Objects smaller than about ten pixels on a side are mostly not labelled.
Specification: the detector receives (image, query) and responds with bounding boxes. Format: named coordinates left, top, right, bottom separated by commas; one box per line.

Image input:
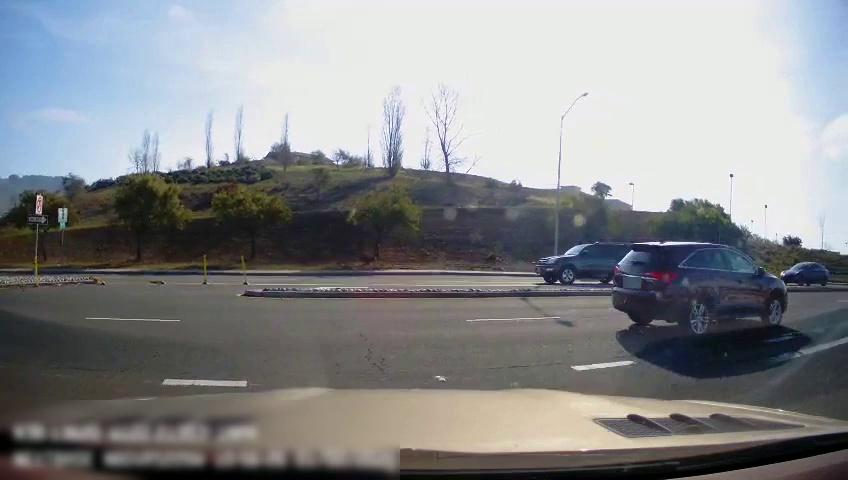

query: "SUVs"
left=609, top=239, right=788, bottom=342
left=534, top=240, right=632, bottom=285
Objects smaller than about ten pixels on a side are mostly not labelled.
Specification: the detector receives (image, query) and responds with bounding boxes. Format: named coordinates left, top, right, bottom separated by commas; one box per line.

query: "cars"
left=779, top=261, right=831, bottom=287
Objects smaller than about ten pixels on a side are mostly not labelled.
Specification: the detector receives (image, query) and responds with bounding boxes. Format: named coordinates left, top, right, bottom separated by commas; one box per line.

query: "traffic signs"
left=36, top=195, right=43, bottom=214
left=26, top=215, right=47, bottom=224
